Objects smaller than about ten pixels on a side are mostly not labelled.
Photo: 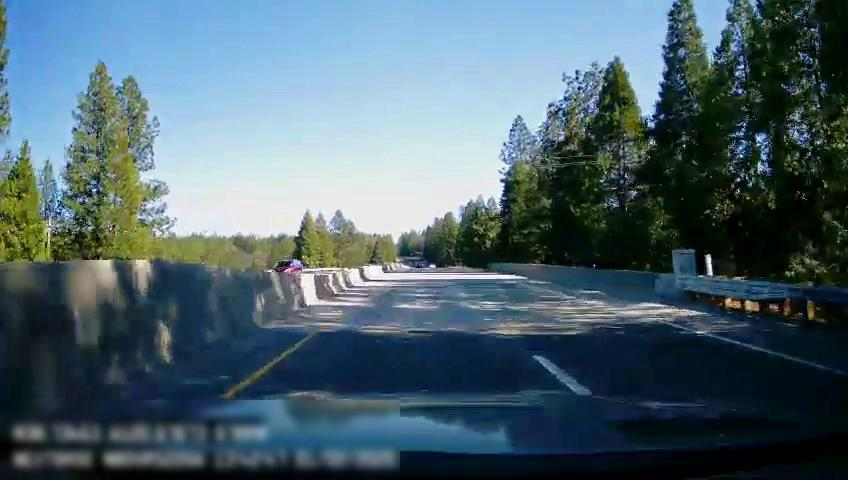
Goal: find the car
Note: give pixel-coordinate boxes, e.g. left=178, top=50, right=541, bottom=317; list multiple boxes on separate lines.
left=265, top=259, right=304, bottom=273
